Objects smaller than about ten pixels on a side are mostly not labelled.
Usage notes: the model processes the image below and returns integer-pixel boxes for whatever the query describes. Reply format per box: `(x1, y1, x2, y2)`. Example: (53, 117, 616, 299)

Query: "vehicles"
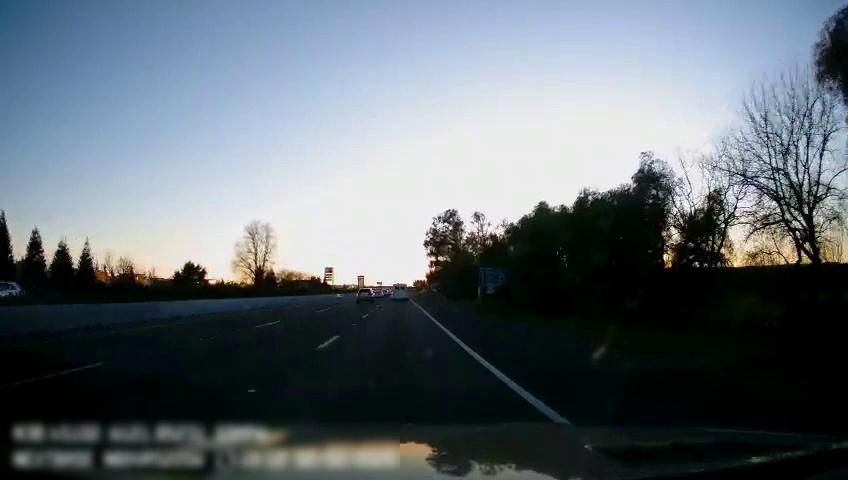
(356, 287, 375, 304)
(0, 280, 26, 302)
(390, 283, 410, 302)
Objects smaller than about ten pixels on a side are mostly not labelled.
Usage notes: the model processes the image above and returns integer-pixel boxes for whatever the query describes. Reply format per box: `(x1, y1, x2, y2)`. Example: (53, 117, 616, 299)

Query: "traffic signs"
(482, 267, 507, 287)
